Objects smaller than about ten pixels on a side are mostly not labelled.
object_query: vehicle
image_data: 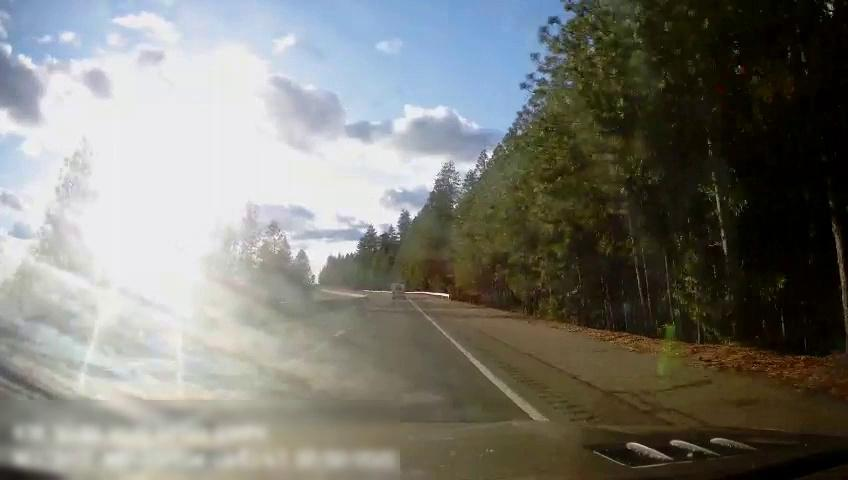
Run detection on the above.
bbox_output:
[390,283,407,301]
